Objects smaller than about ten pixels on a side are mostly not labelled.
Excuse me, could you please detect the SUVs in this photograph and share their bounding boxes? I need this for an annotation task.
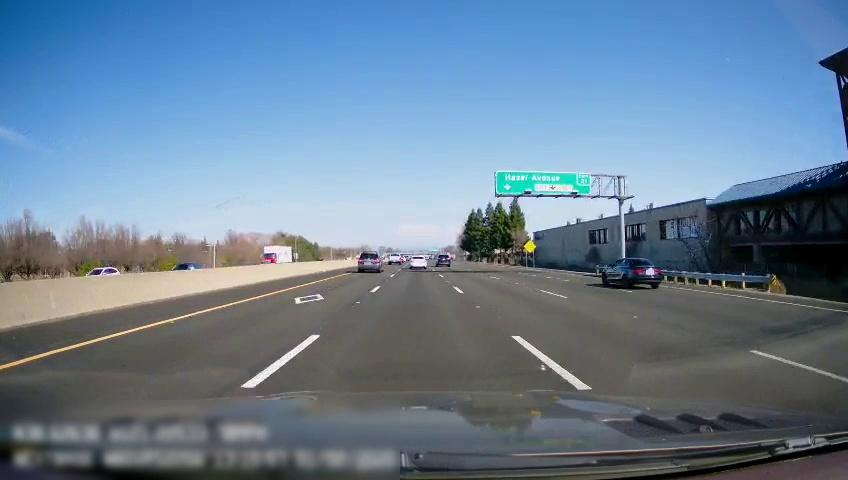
[436,256,452,268]
[356,251,384,273]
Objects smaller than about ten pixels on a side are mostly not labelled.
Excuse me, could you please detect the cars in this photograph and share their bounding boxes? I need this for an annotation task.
[601,257,663,291]
[84,266,121,277]
[410,257,428,270]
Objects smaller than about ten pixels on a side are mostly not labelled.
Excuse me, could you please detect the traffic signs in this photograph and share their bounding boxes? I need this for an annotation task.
[523,240,537,254]
[494,169,592,197]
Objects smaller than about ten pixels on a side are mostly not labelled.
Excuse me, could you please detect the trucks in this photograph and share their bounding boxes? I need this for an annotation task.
[388,252,402,265]
[262,245,293,264]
